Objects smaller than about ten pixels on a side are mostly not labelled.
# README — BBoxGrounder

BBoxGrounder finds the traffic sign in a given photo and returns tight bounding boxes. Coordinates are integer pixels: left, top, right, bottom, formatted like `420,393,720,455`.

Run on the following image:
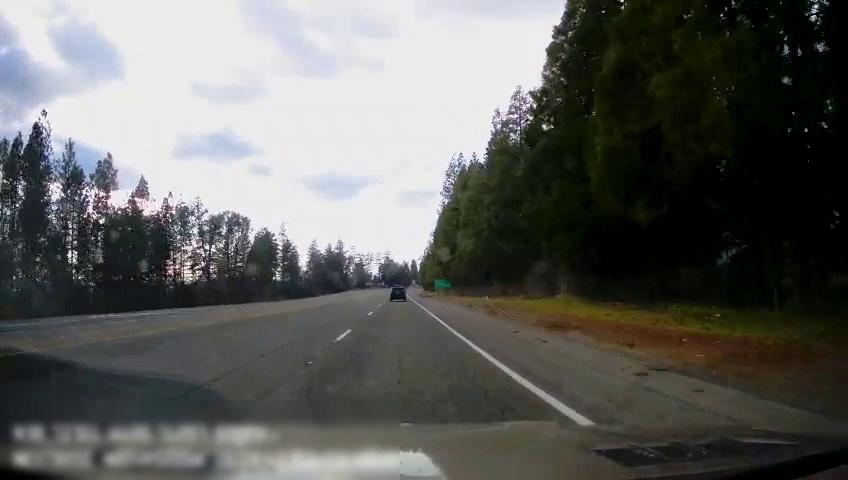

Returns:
434,280,452,289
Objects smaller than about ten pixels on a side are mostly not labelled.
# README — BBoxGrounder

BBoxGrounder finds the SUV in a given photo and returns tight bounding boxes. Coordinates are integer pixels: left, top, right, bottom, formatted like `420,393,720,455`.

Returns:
390,287,408,303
